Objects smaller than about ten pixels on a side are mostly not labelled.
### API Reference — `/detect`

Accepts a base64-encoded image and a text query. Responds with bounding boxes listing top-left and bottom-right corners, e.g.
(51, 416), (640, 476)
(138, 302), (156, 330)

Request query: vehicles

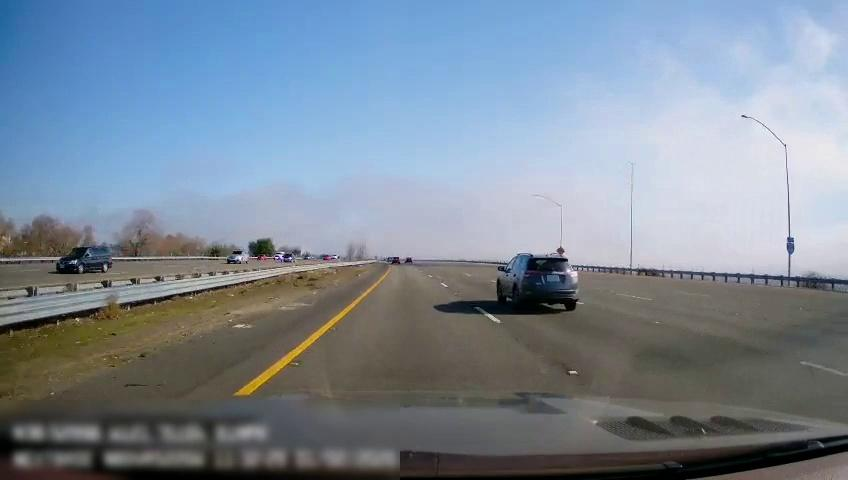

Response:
(55, 246), (113, 275)
(391, 257), (400, 265)
(496, 252), (579, 312)
(226, 249), (249, 265)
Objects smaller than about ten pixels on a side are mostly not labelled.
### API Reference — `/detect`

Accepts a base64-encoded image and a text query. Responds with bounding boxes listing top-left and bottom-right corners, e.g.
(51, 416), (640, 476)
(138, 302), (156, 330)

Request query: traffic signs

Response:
(786, 236), (797, 255)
